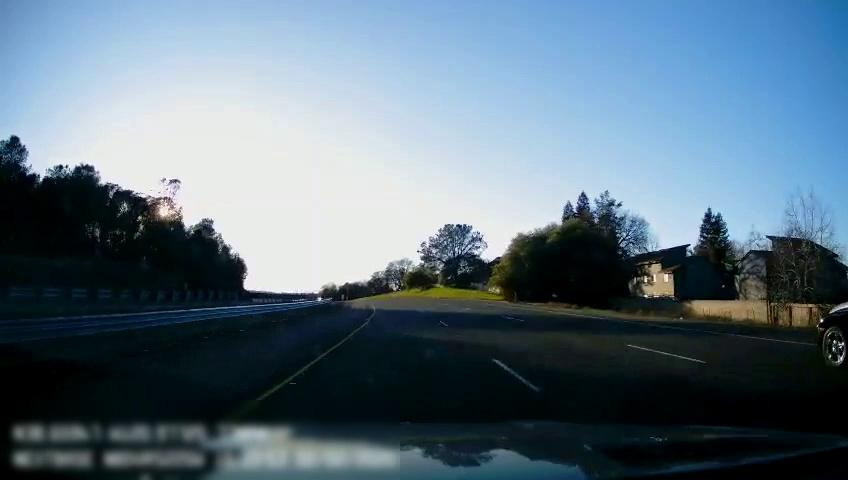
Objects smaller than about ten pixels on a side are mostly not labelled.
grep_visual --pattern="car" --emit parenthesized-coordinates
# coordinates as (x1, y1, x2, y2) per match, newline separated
(815, 301, 848, 371)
